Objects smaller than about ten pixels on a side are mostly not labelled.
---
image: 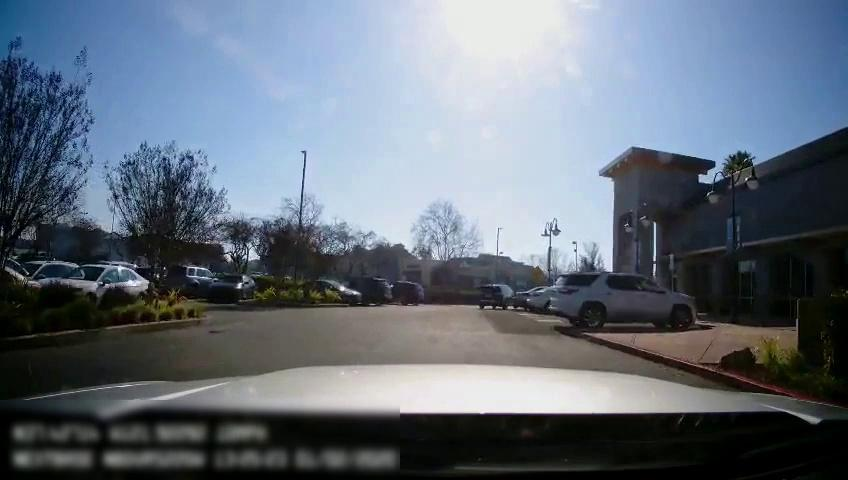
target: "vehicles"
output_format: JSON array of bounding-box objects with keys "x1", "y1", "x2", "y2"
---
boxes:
[
  {"x1": 128, "y1": 266, "x2": 174, "y2": 288},
  {"x1": 381, "y1": 281, "x2": 425, "y2": 306},
  {"x1": 527, "y1": 284, "x2": 572, "y2": 314},
  {"x1": 304, "y1": 280, "x2": 363, "y2": 306},
  {"x1": 343, "y1": 279, "x2": 393, "y2": 307},
  {"x1": 550, "y1": 273, "x2": 696, "y2": 330},
  {"x1": 54, "y1": 265, "x2": 149, "y2": 302},
  {"x1": 0, "y1": 258, "x2": 29, "y2": 283},
  {"x1": 168, "y1": 265, "x2": 221, "y2": 297},
  {"x1": 207, "y1": 273, "x2": 257, "y2": 302},
  {"x1": 92, "y1": 261, "x2": 138, "y2": 279},
  {"x1": 5, "y1": 260, "x2": 87, "y2": 288},
  {"x1": 513, "y1": 285, "x2": 559, "y2": 310},
  {"x1": 478, "y1": 284, "x2": 519, "y2": 309}
]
